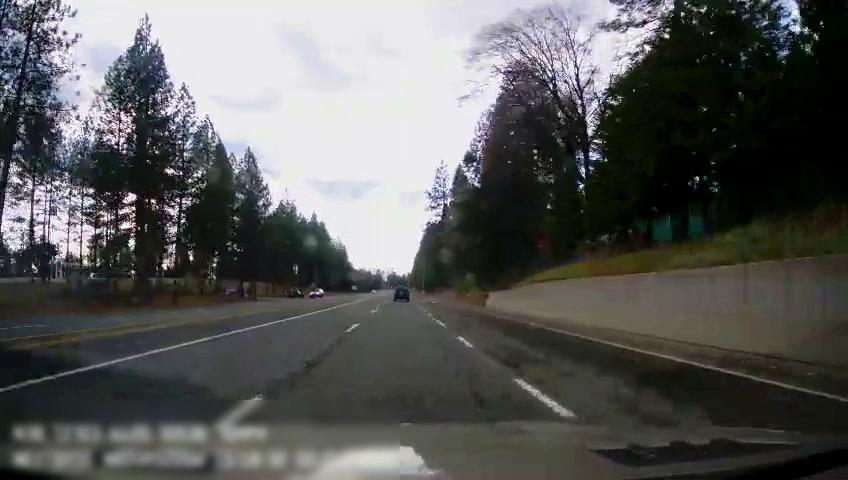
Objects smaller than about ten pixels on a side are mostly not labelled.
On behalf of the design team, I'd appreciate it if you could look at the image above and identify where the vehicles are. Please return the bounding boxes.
[394,286,410,301]
[287,289,304,299]
[308,287,325,298]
